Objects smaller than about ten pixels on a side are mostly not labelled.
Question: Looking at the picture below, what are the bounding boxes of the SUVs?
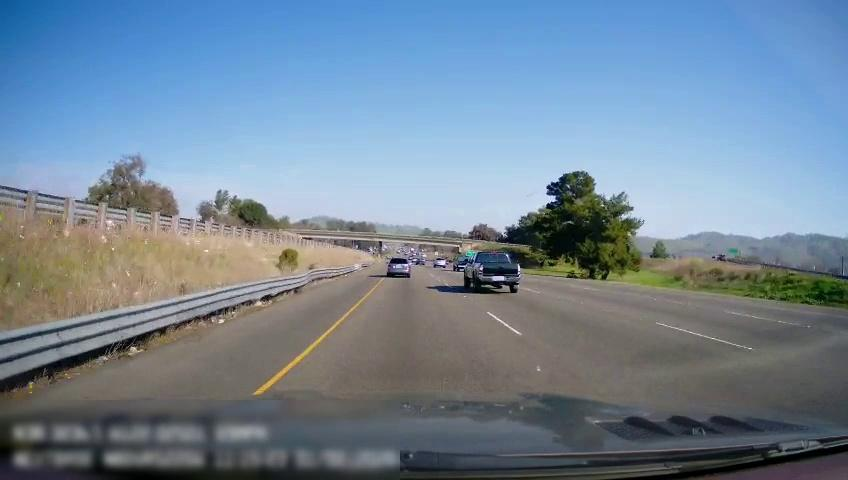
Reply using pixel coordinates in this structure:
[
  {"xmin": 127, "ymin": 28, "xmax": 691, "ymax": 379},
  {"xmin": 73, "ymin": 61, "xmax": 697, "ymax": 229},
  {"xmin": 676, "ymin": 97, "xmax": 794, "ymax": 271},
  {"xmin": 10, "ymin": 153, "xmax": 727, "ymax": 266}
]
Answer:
[
  {"xmin": 386, "ymin": 256, "xmax": 412, "ymax": 278},
  {"xmin": 433, "ymin": 256, "xmax": 447, "ymax": 268}
]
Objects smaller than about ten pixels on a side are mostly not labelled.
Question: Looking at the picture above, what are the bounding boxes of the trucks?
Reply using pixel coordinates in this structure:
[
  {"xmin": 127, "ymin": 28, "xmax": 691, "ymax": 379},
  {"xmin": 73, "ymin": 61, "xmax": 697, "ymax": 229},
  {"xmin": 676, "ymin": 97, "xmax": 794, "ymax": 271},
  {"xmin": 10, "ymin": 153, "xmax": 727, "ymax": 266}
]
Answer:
[
  {"xmin": 452, "ymin": 255, "xmax": 473, "ymax": 272},
  {"xmin": 463, "ymin": 251, "xmax": 521, "ymax": 294}
]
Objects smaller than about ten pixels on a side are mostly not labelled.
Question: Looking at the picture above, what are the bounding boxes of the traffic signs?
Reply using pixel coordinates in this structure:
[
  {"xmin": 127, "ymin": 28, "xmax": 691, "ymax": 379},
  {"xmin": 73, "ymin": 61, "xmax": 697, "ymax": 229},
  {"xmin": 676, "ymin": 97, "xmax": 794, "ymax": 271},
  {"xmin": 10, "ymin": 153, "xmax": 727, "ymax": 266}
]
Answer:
[
  {"xmin": 727, "ymin": 247, "xmax": 738, "ymax": 255},
  {"xmin": 464, "ymin": 250, "xmax": 480, "ymax": 258}
]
